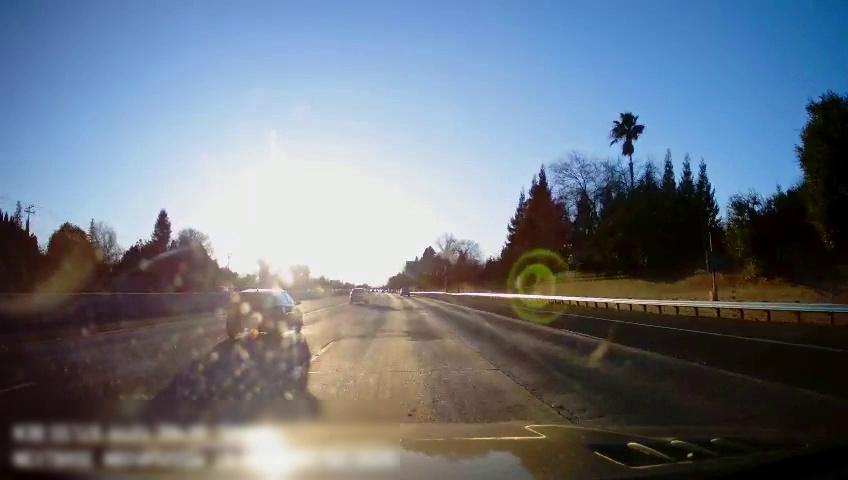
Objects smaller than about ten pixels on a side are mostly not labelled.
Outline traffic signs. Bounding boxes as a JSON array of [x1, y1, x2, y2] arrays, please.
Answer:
[[405, 260, 432, 273]]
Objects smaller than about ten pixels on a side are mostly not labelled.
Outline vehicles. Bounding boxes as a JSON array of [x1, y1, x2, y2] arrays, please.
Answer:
[[350, 287, 371, 305], [223, 288, 304, 343], [212, 286, 228, 292], [399, 286, 411, 297]]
